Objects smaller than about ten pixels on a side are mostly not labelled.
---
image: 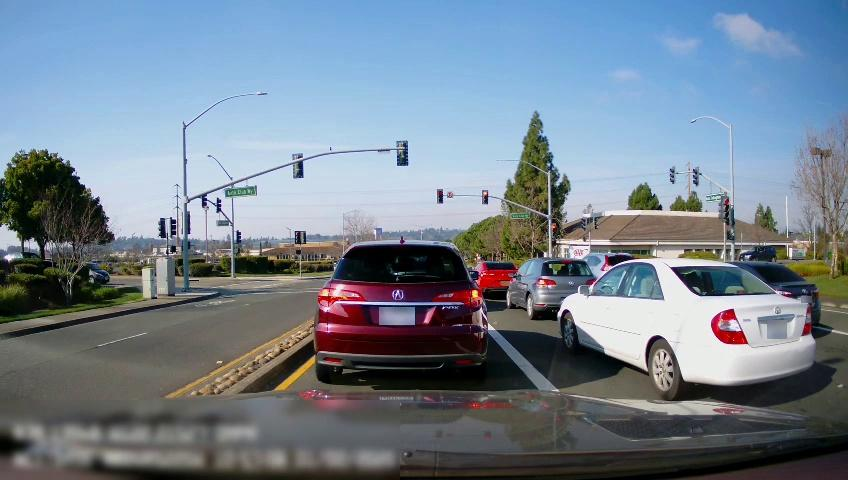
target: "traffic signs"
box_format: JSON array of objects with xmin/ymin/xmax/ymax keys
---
[
  {"xmin": 215, "ymin": 219, "xmax": 230, "ymax": 227},
  {"xmin": 706, "ymin": 193, "xmax": 723, "ymax": 202},
  {"xmin": 511, "ymin": 212, "xmax": 530, "ymax": 220},
  {"xmin": 224, "ymin": 184, "xmax": 258, "ymax": 198}
]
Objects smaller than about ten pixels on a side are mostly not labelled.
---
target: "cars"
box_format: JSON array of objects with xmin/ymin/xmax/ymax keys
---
[
  {"xmin": 739, "ymin": 243, "xmax": 777, "ymax": 263},
  {"xmin": 508, "ymin": 256, "xmax": 597, "ymax": 322},
  {"xmin": 730, "ymin": 259, "xmax": 822, "ymax": 325},
  {"xmin": 555, "ymin": 257, "xmax": 819, "ymax": 401},
  {"xmin": 475, "ymin": 260, "xmax": 517, "ymax": 295}
]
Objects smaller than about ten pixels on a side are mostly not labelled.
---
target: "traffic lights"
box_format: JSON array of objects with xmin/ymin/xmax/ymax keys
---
[
  {"xmin": 668, "ymin": 168, "xmax": 676, "ymax": 183},
  {"xmin": 434, "ymin": 188, "xmax": 444, "ymax": 205},
  {"xmin": 301, "ymin": 231, "xmax": 306, "ymax": 244},
  {"xmin": 292, "ymin": 153, "xmax": 305, "ymax": 180},
  {"xmin": 200, "ymin": 194, "xmax": 208, "ymax": 208},
  {"xmin": 584, "ymin": 216, "xmax": 591, "ymax": 230},
  {"xmin": 395, "ymin": 137, "xmax": 410, "ymax": 168},
  {"xmin": 159, "ymin": 218, "xmax": 167, "ymax": 237},
  {"xmin": 216, "ymin": 197, "xmax": 223, "ymax": 214},
  {"xmin": 593, "ymin": 216, "xmax": 601, "ymax": 230},
  {"xmin": 293, "ymin": 231, "xmax": 300, "ymax": 244},
  {"xmin": 235, "ymin": 230, "xmax": 242, "ymax": 243},
  {"xmin": 693, "ymin": 168, "xmax": 700, "ymax": 186},
  {"xmin": 168, "ymin": 217, "xmax": 179, "ymax": 238},
  {"xmin": 482, "ymin": 187, "xmax": 491, "ymax": 206}
]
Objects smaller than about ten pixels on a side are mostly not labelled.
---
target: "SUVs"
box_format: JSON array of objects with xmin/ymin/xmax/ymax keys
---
[
  {"xmin": 81, "ymin": 261, "xmax": 111, "ymax": 287},
  {"xmin": 311, "ymin": 241, "xmax": 489, "ymax": 383},
  {"xmin": 583, "ymin": 251, "xmax": 633, "ymax": 279}
]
